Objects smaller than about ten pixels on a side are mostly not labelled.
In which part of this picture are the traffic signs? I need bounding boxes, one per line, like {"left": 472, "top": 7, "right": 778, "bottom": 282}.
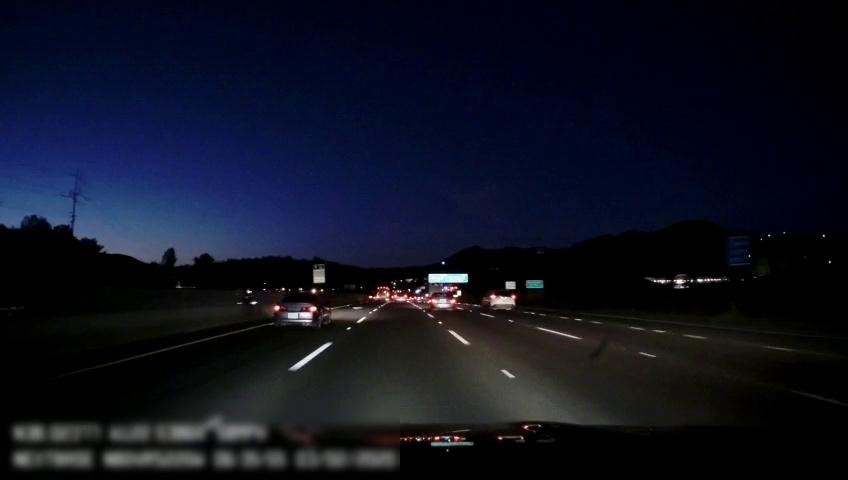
{"left": 505, "top": 281, "right": 516, "bottom": 289}
{"left": 313, "top": 264, "right": 325, "bottom": 284}
{"left": 427, "top": 273, "right": 468, "bottom": 284}
{"left": 728, "top": 237, "right": 753, "bottom": 266}
{"left": 525, "top": 280, "right": 544, "bottom": 289}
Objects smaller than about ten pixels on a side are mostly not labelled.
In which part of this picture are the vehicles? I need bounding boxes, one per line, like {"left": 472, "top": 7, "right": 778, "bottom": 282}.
{"left": 394, "top": 292, "right": 408, "bottom": 304}
{"left": 273, "top": 292, "right": 333, "bottom": 332}
{"left": 430, "top": 292, "right": 454, "bottom": 310}
{"left": 376, "top": 286, "right": 390, "bottom": 302}
{"left": 483, "top": 290, "right": 517, "bottom": 311}
{"left": 371, "top": 294, "right": 386, "bottom": 305}
{"left": 235, "top": 295, "right": 264, "bottom": 308}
